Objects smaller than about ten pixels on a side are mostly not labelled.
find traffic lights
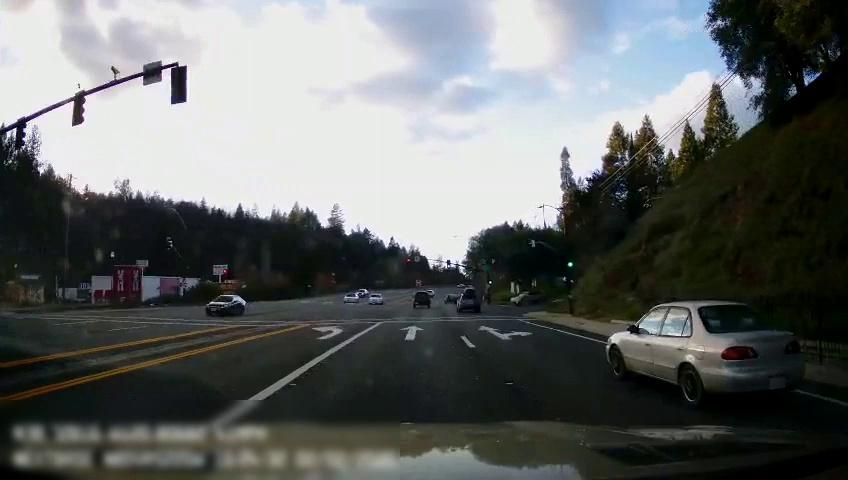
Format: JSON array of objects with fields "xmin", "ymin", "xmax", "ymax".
[
  {"xmin": 14, "ymin": 117, "xmax": 27, "ymax": 151},
  {"xmin": 70, "ymin": 91, "xmax": 87, "ymax": 127},
  {"xmin": 567, "ymin": 260, "xmax": 575, "ymax": 272},
  {"xmin": 166, "ymin": 66, "xmax": 190, "ymax": 104}
]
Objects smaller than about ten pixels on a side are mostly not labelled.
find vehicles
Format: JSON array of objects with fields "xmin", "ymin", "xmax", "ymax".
[
  {"xmin": 369, "ymin": 293, "xmax": 384, "ymax": 305},
  {"xmin": 511, "ymin": 289, "xmax": 545, "ymax": 307},
  {"xmin": 456, "ymin": 283, "xmax": 466, "ymax": 288},
  {"xmin": 456, "ymin": 287, "xmax": 481, "ymax": 313},
  {"xmin": 343, "ymin": 292, "xmax": 359, "ymax": 304},
  {"xmin": 603, "ymin": 300, "xmax": 804, "ymax": 406},
  {"xmin": 358, "ymin": 288, "xmax": 369, "ymax": 297},
  {"xmin": 443, "ymin": 294, "xmax": 457, "ymax": 304},
  {"xmin": 205, "ymin": 294, "xmax": 248, "ymax": 318},
  {"xmin": 413, "ymin": 291, "xmax": 431, "ymax": 308}
]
